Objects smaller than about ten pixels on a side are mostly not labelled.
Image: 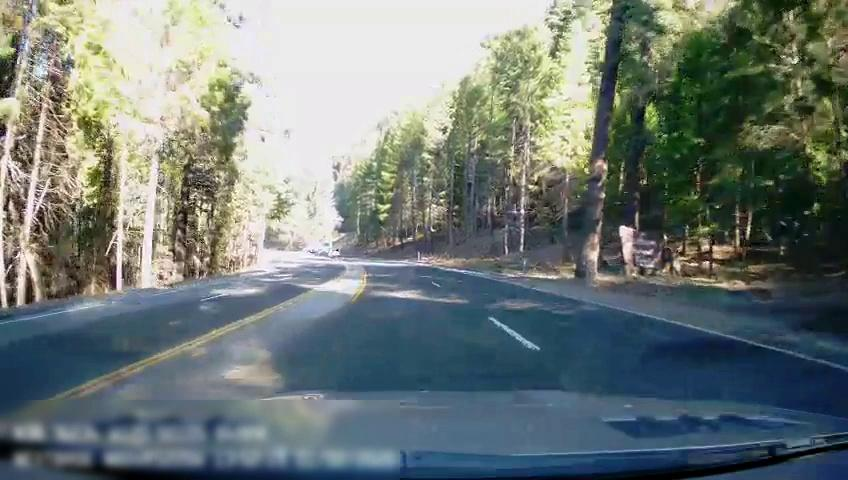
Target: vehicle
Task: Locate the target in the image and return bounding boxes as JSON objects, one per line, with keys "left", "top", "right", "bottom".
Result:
{"left": 327, "top": 247, "right": 341, "bottom": 259}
